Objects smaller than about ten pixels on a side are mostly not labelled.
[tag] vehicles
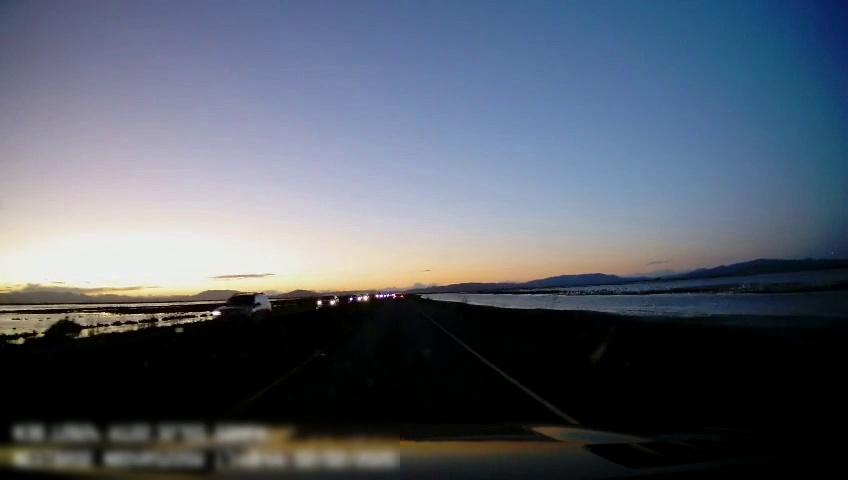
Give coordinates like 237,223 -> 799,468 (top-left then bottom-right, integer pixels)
316,295 -> 340,310
347,294 -> 362,304
212,291 -> 272,324
393,292 -> 405,301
